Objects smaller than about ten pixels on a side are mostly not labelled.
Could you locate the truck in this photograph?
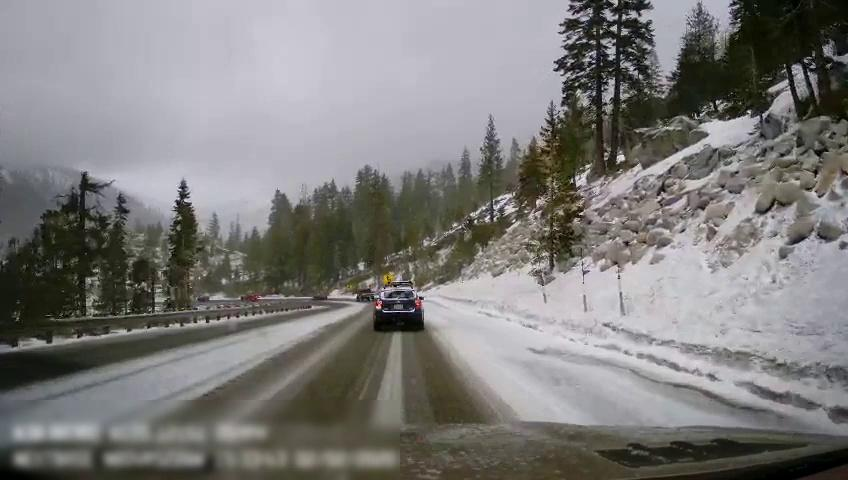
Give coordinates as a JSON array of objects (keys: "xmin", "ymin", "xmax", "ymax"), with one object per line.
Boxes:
[{"xmin": 356, "ymin": 288, "xmax": 375, "ymax": 302}]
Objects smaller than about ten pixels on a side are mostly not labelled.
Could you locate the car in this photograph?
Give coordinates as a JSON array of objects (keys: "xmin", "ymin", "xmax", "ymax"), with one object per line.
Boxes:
[{"xmin": 370, "ymin": 280, "xmax": 426, "ymax": 332}]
